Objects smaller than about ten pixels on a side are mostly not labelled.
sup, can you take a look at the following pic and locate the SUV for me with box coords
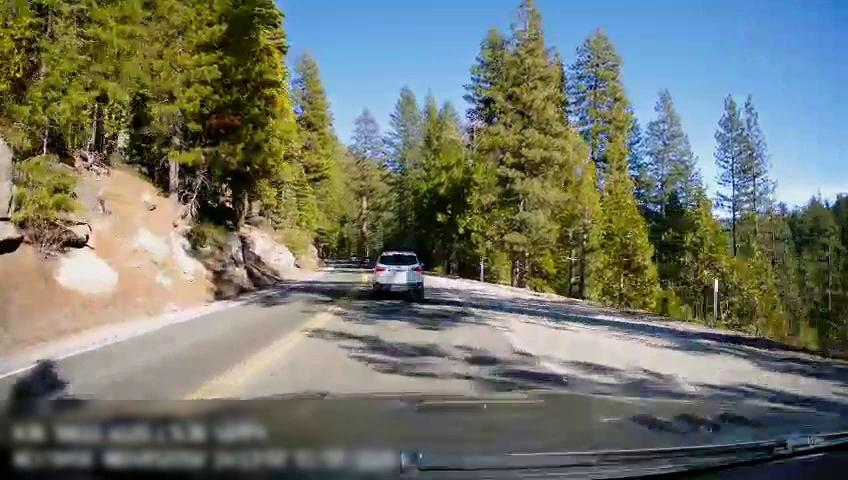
[369,250,425,302]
